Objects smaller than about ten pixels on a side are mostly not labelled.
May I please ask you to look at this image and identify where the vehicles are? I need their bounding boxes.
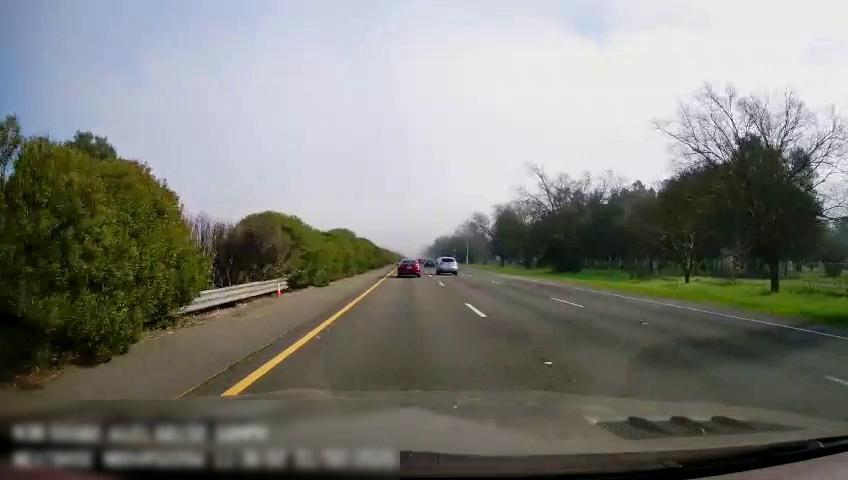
[395,258,422,279]
[435,256,458,274]
[423,259,436,268]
